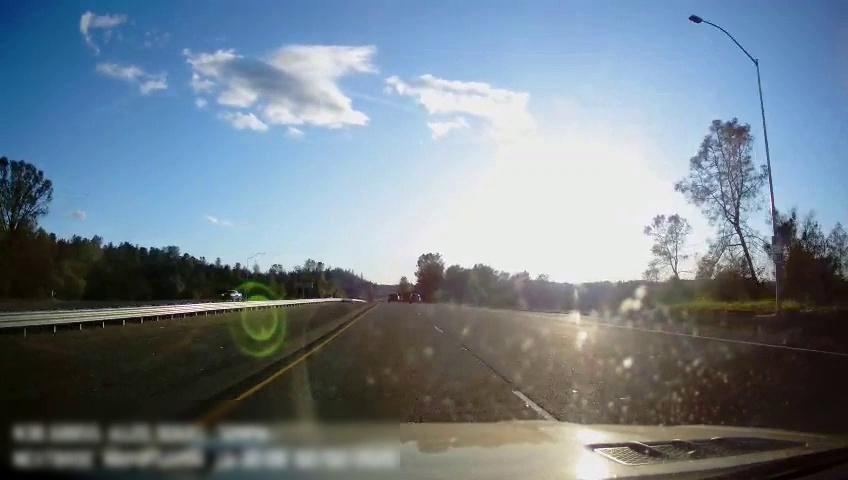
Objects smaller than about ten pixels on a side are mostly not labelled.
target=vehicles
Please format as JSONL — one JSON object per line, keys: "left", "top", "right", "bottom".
{"left": 387, "top": 292, "right": 400, "bottom": 303}
{"left": 220, "top": 290, "right": 242, "bottom": 302}
{"left": 409, "top": 293, "right": 422, "bottom": 304}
